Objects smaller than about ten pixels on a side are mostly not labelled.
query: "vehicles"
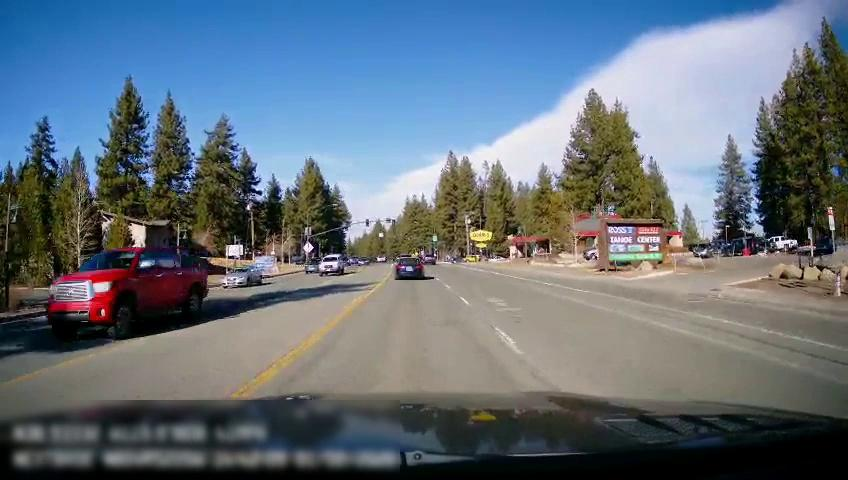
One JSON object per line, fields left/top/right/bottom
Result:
{"left": 693, "top": 242, "right": 723, "bottom": 259}
{"left": 583, "top": 247, "right": 600, "bottom": 261}
{"left": 319, "top": 254, "right": 344, "bottom": 276}
{"left": 765, "top": 236, "right": 799, "bottom": 252}
{"left": 45, "top": 248, "right": 209, "bottom": 339}
{"left": 376, "top": 254, "right": 388, "bottom": 264}
{"left": 394, "top": 255, "right": 424, "bottom": 280}
{"left": 357, "top": 256, "right": 369, "bottom": 265}
{"left": 424, "top": 255, "right": 436, "bottom": 265}
{"left": 223, "top": 264, "right": 264, "bottom": 288}
{"left": 304, "top": 257, "right": 323, "bottom": 274}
